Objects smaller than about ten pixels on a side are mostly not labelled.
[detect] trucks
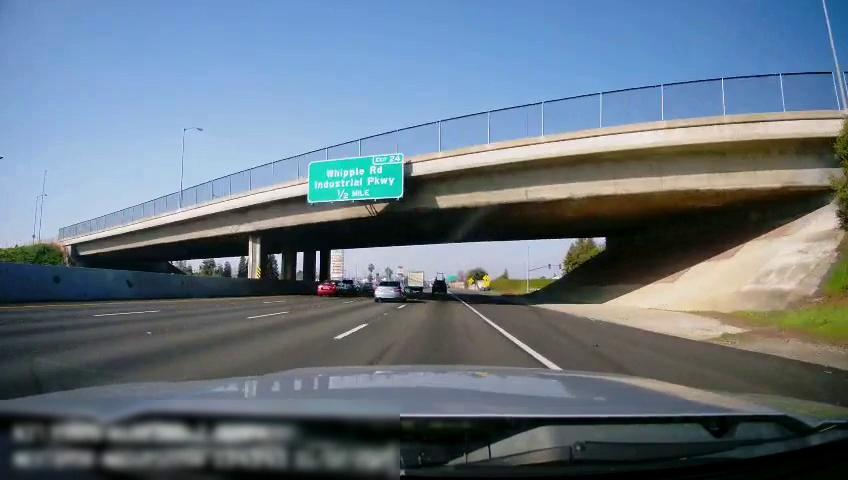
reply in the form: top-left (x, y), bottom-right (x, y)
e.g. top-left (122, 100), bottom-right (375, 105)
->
top-left (431, 280), bottom-right (447, 294)
top-left (408, 271), bottom-right (425, 293)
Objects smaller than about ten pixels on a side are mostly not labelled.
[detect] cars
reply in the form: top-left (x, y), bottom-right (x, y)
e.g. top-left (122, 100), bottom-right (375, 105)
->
top-left (317, 280), bottom-right (346, 298)
top-left (374, 279), bottom-right (409, 302)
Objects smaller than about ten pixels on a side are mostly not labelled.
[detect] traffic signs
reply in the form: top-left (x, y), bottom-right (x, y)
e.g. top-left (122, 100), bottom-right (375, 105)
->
top-left (307, 153), bottom-right (406, 202)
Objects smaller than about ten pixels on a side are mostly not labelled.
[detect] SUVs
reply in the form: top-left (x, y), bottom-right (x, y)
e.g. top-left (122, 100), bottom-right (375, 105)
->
top-left (340, 279), bottom-right (362, 294)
